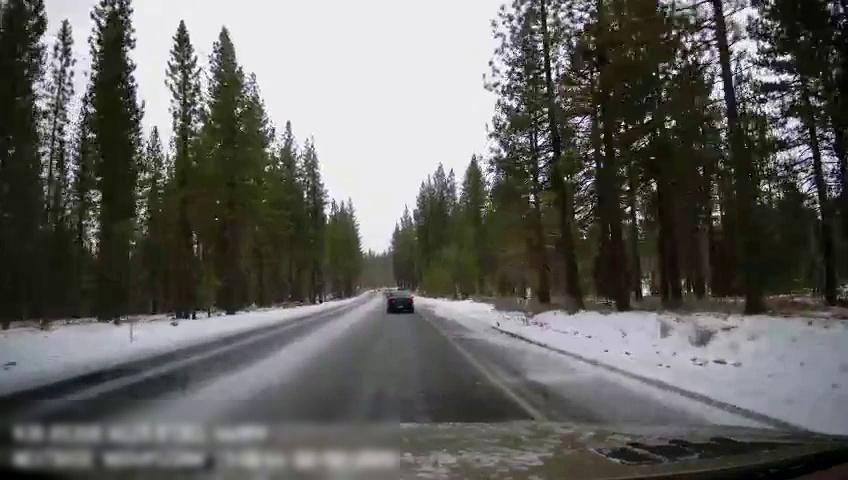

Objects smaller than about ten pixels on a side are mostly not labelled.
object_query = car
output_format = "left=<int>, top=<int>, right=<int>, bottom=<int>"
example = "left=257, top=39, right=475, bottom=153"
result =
left=387, top=289, right=414, bottom=313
